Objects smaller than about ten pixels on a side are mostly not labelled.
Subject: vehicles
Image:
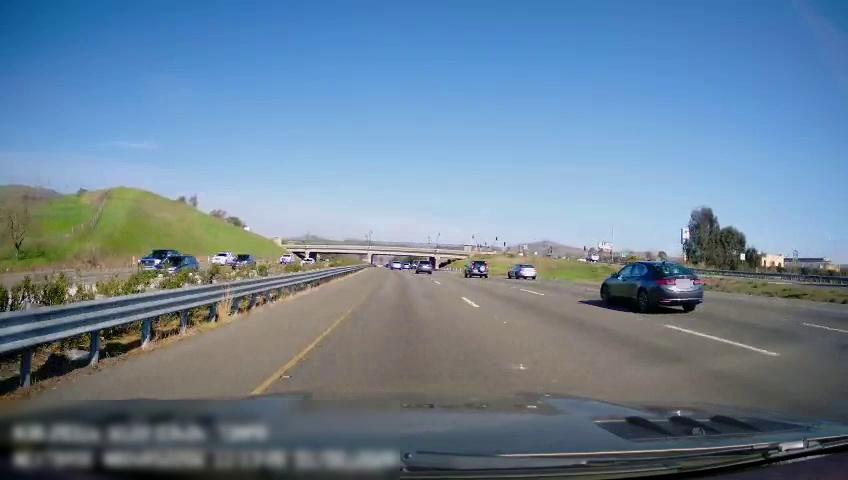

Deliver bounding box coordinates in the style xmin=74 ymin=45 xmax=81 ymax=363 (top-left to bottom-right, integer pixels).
xmin=415 ymin=260 xmax=433 ymax=274
xmin=299 ymin=257 xmax=316 ymax=268
xmin=585 ymin=254 xmax=600 ymax=263
xmin=212 ymin=252 xmax=238 ymax=268
xmin=231 ymin=254 xmax=257 ymax=270
xmin=390 ymin=261 xmax=402 ymax=271
xmin=507 ymin=263 xmax=537 ymax=281
xmin=408 ymin=259 xmax=418 ymax=270
xmin=137 ymin=249 xmax=185 ymax=271
xmin=153 ymin=255 xmax=201 ymax=277
xmin=599 ymin=261 xmax=705 ymax=314
xmin=464 ymin=260 xmax=489 ymax=279
xmin=280 ymin=254 xmax=295 ymax=265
